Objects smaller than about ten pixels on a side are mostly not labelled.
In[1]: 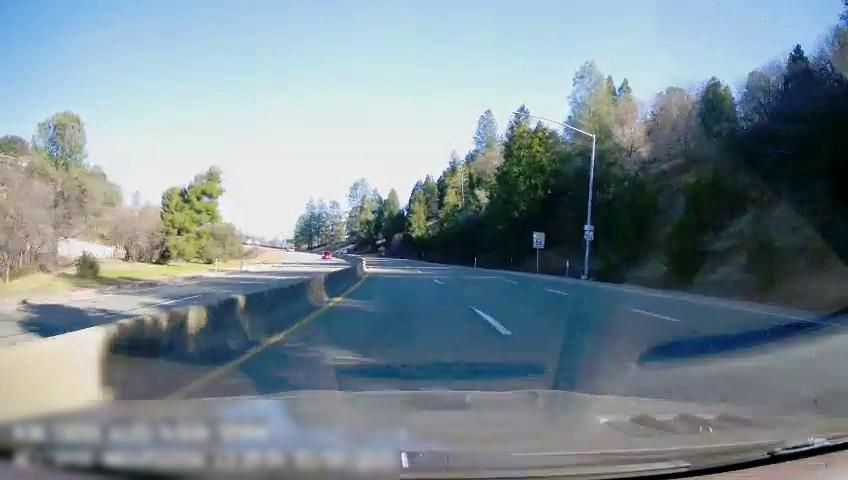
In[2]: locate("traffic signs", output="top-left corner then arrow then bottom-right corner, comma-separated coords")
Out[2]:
532,231 -> 546,249
583,230 -> 595,241
583,224 -> 595,231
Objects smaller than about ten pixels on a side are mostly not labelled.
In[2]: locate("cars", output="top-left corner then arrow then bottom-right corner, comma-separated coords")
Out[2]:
322,250 -> 333,260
